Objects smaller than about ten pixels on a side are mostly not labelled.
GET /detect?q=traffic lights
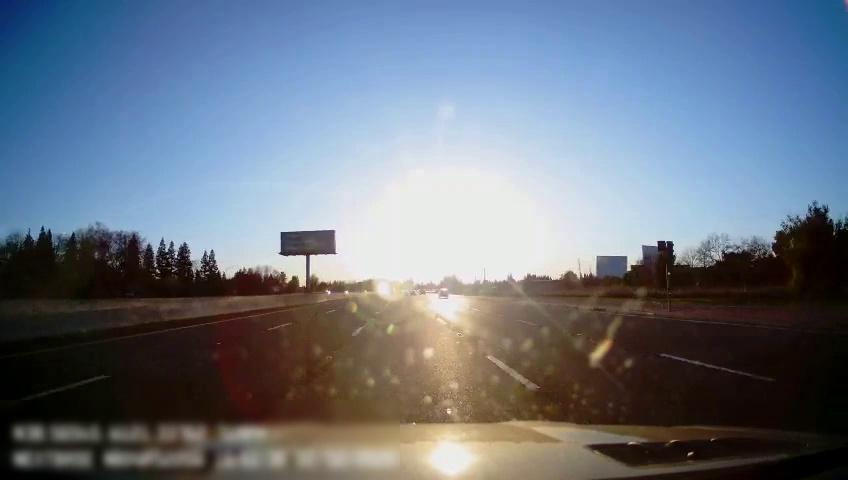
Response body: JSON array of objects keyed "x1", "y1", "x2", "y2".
[
  {"x1": 657, "y1": 240, "x2": 666, "y2": 252},
  {"x1": 666, "y1": 240, "x2": 676, "y2": 267}
]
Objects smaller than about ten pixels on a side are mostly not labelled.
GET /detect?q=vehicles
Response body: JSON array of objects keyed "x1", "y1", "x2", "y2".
[{"x1": 438, "y1": 288, "x2": 449, "y2": 298}]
